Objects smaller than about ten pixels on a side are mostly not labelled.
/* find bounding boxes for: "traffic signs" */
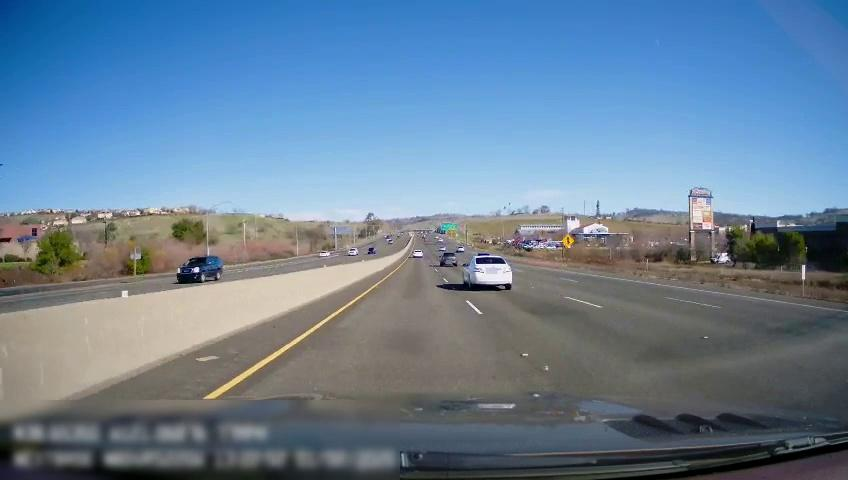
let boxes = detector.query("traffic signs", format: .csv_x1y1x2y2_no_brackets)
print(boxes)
440,223,459,231
561,234,575,248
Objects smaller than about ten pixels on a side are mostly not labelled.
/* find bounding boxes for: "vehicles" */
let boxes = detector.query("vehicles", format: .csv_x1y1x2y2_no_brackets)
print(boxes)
347,247,359,256
319,250,330,257
439,251,458,267
462,255,513,290
176,255,225,283
412,249,423,258
455,245,465,253
367,247,377,255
